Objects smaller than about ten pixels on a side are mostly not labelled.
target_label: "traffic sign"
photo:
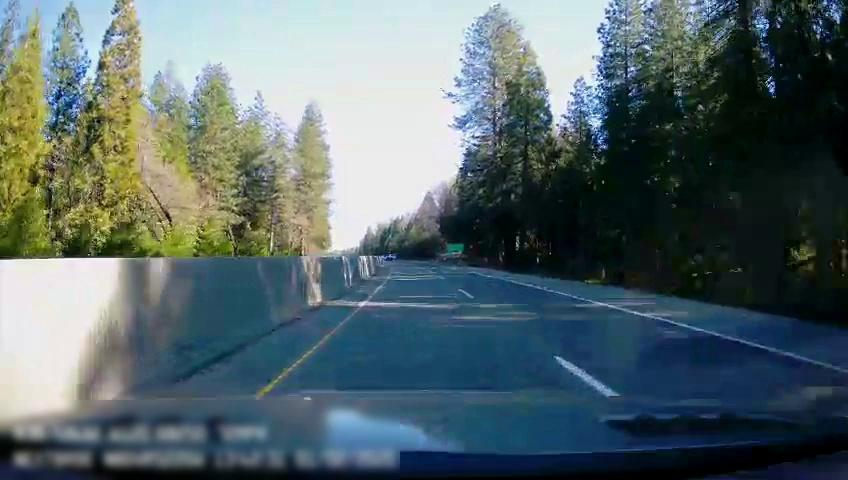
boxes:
[447,243,465,256]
